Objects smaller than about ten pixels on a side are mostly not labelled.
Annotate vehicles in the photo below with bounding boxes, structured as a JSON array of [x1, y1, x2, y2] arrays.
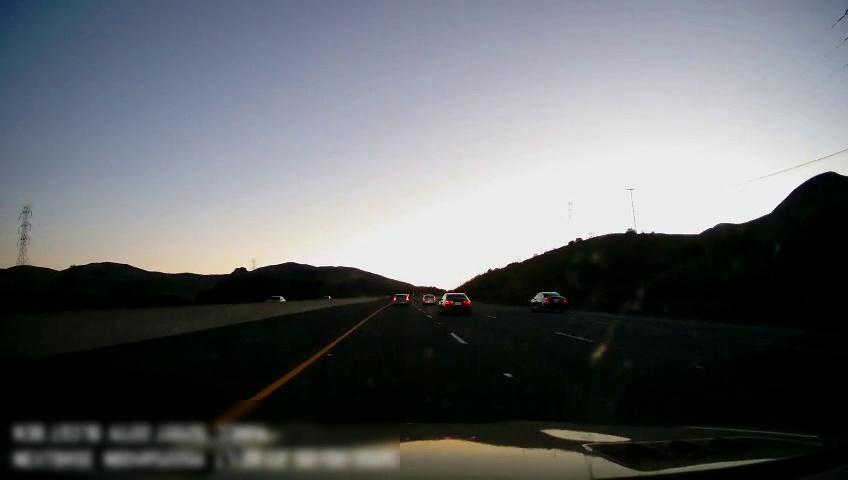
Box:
[[267, 295, 286, 303], [320, 296, 332, 301], [422, 294, 436, 306], [438, 292, 472, 315], [393, 294, 409, 307], [530, 291, 567, 312]]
